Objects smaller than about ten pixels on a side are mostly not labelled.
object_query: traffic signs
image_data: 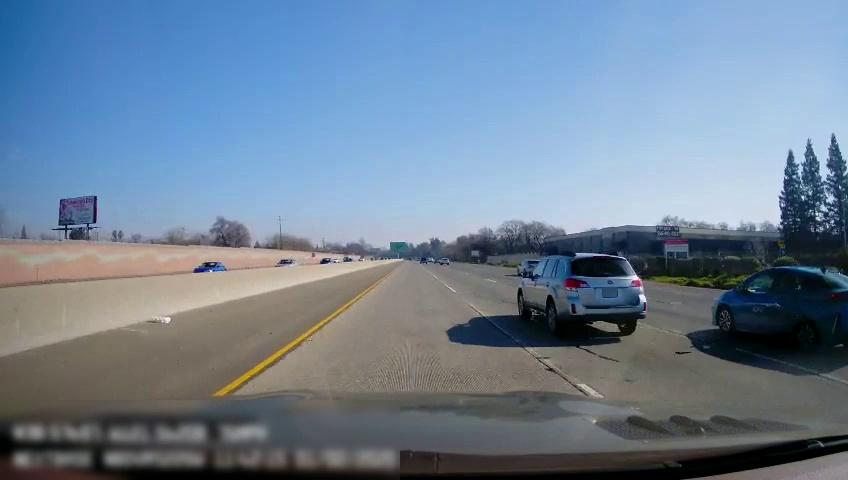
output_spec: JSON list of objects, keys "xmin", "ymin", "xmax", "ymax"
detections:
[{"xmin": 389, "ymin": 241, "xmax": 408, "ymax": 251}]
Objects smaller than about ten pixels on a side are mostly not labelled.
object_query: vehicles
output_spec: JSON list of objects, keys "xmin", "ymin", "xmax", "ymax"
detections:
[
  {"xmin": 319, "ymin": 257, "xmax": 334, "ymax": 265},
  {"xmin": 516, "ymin": 259, "xmax": 543, "ymax": 276},
  {"xmin": 712, "ymin": 265, "xmax": 848, "ymax": 357},
  {"xmin": 516, "ymin": 254, "xmax": 646, "ymax": 338},
  {"xmin": 274, "ymin": 258, "xmax": 297, "ymax": 268},
  {"xmin": 191, "ymin": 261, "xmax": 229, "ymax": 274}
]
